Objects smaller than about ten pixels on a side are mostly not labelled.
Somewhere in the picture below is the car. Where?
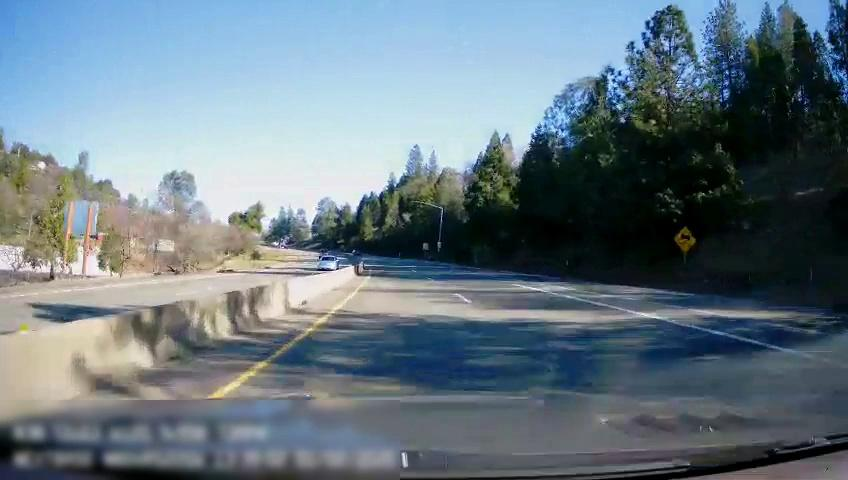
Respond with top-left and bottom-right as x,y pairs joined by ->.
318,254 -> 340,272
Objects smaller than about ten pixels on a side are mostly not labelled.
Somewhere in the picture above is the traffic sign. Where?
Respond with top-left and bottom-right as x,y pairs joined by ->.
673,226 -> 698,255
